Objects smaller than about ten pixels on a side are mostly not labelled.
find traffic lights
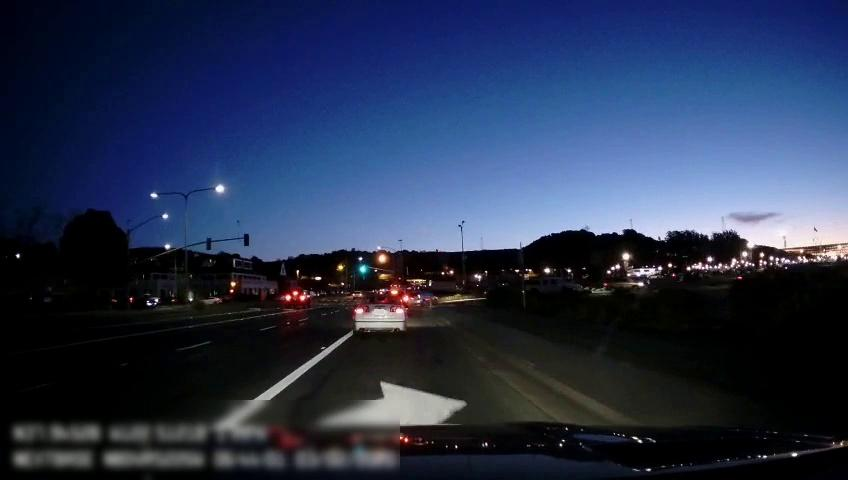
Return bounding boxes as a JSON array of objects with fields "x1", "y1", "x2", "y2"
[
  {"x1": 360, "y1": 260, "x2": 366, "y2": 273},
  {"x1": 206, "y1": 237, "x2": 212, "y2": 250},
  {"x1": 243, "y1": 234, "x2": 249, "y2": 246}
]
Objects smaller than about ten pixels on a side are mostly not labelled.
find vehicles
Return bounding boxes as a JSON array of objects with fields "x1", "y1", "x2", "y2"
[
  {"x1": 603, "y1": 276, "x2": 647, "y2": 296},
  {"x1": 399, "y1": 293, "x2": 422, "y2": 313},
  {"x1": 284, "y1": 287, "x2": 314, "y2": 310},
  {"x1": 128, "y1": 293, "x2": 157, "y2": 310},
  {"x1": 200, "y1": 295, "x2": 224, "y2": 306},
  {"x1": 353, "y1": 293, "x2": 408, "y2": 335},
  {"x1": 420, "y1": 293, "x2": 439, "y2": 307},
  {"x1": 352, "y1": 290, "x2": 363, "y2": 300},
  {"x1": 524, "y1": 277, "x2": 586, "y2": 299}
]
